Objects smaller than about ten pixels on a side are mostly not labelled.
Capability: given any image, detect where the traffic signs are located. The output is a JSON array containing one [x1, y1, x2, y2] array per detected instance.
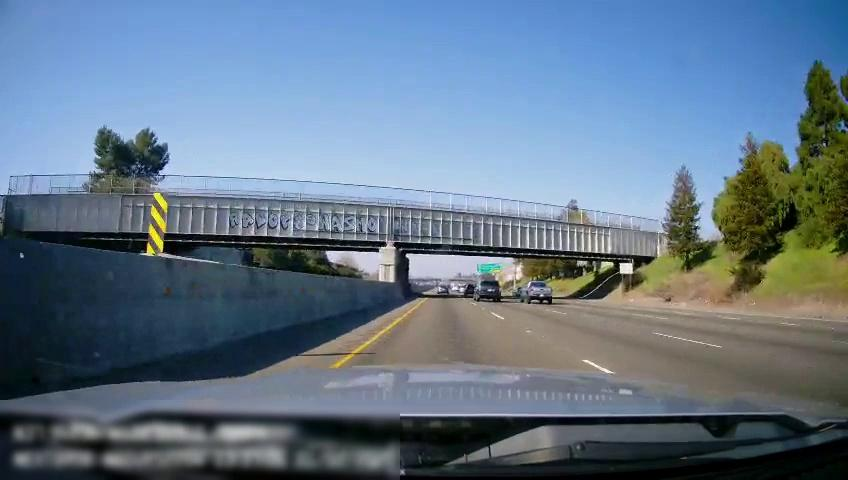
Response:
[[476, 262, 504, 273], [146, 193, 168, 253]]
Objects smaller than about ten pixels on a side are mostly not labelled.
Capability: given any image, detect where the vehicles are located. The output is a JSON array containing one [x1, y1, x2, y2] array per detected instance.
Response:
[[473, 280, 502, 302], [437, 285, 449, 295], [511, 288, 521, 297], [463, 284, 474, 298], [520, 281, 553, 305]]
